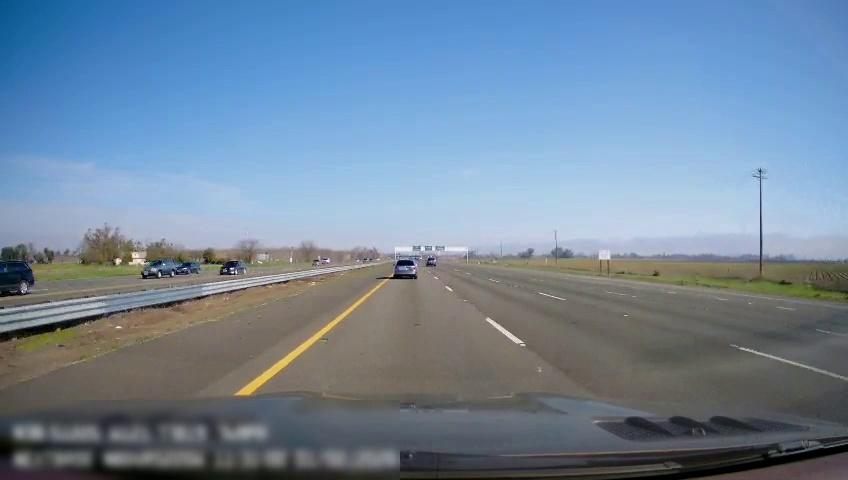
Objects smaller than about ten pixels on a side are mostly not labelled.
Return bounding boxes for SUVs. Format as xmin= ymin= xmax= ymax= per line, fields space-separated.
xmin=0 ymin=260 xmax=35 ymax=296
xmin=393 ymin=259 xmax=418 ymax=280
xmin=425 ymin=258 xmax=436 ymax=267
xmin=140 ymin=259 xmax=177 ymax=280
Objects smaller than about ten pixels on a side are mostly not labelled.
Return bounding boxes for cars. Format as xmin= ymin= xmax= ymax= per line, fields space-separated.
xmin=219 ymin=260 xmax=248 ymax=276
xmin=174 ymin=262 xmax=203 ymax=275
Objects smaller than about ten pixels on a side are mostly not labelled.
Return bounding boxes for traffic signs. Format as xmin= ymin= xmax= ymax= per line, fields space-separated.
xmin=597 ymin=249 xmax=610 ymax=260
